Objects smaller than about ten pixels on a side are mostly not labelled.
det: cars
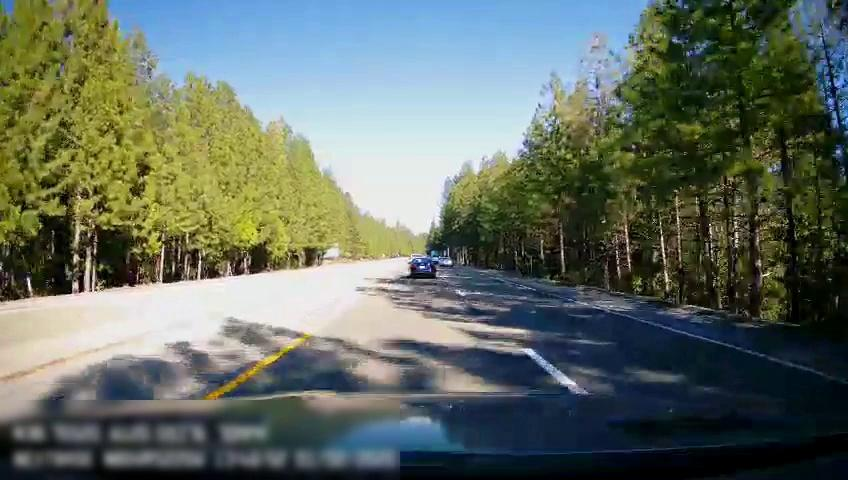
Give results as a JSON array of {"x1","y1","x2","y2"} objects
[
  {"x1": 408, "y1": 255, "x2": 436, "y2": 278},
  {"x1": 439, "y1": 256, "x2": 453, "y2": 267}
]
